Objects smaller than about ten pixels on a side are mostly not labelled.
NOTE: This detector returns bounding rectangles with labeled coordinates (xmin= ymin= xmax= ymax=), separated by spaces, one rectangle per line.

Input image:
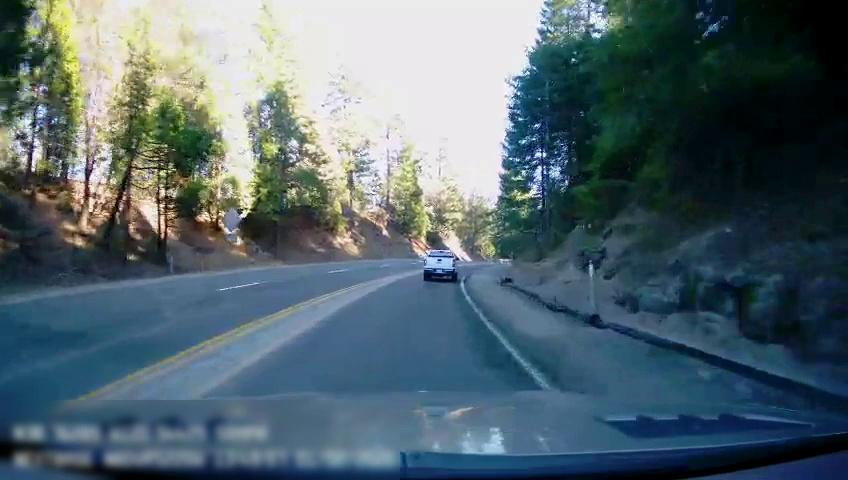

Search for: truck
xmin=423 ymin=249 xmax=460 ymax=282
